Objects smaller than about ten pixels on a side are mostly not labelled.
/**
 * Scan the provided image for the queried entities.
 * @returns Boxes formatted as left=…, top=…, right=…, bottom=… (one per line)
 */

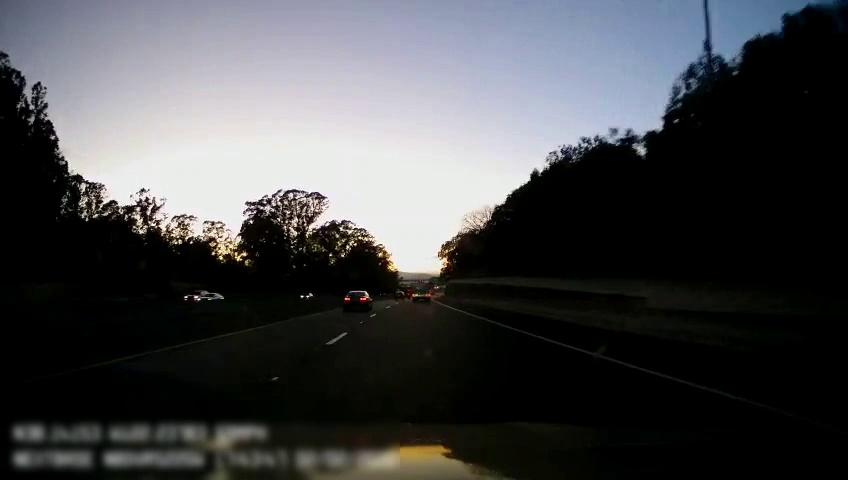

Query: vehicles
left=342, top=290, right=374, bottom=313
left=183, top=289, right=209, bottom=303
left=411, top=282, right=431, bottom=302
left=199, top=293, right=224, bottom=304
left=299, top=291, right=313, bottom=301
left=394, top=290, right=405, bottom=299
